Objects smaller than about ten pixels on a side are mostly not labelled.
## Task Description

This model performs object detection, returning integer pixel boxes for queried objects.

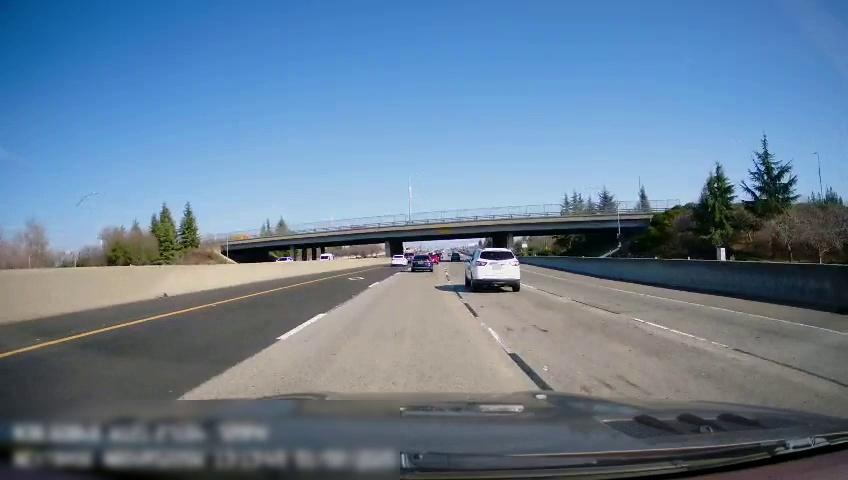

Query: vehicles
[463,247,521,293]
[275,256,294,263]
[428,254,440,265]
[404,252,415,264]
[411,255,433,272]
[450,252,461,263]
[390,254,409,267]
[319,253,334,261]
